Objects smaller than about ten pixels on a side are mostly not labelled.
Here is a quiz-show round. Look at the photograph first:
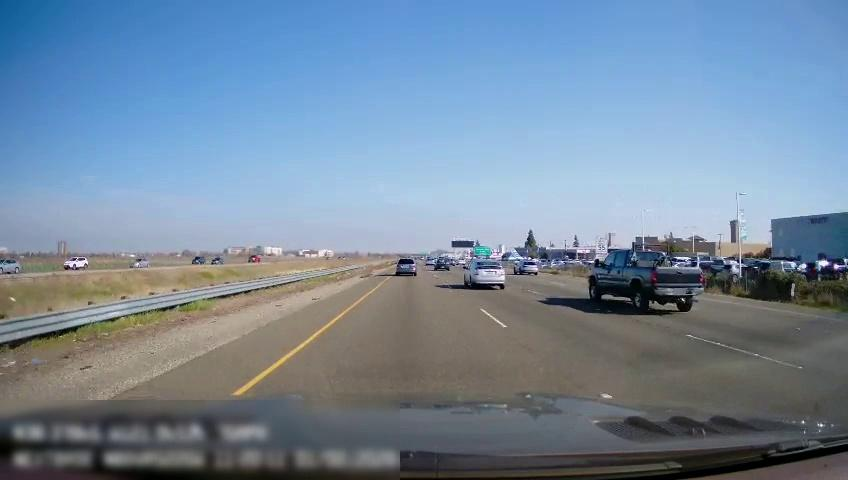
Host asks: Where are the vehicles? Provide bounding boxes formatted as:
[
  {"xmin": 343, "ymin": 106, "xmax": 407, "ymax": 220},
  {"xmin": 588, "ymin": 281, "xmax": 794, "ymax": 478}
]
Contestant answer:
[
  {"xmin": 247, "ymin": 254, "xmax": 263, "ymax": 263},
  {"xmin": 394, "ymin": 258, "xmax": 417, "ymax": 276},
  {"xmin": 455, "ymin": 257, "xmax": 466, "ymax": 266},
  {"xmin": 513, "ymin": 260, "xmax": 539, "ymax": 276},
  {"xmin": 0, "ymin": 258, "xmax": 21, "ymax": 275},
  {"xmin": 191, "ymin": 256, "xmax": 208, "ymax": 265},
  {"xmin": 424, "ymin": 257, "xmax": 436, "ymax": 267},
  {"xmin": 434, "ymin": 257, "xmax": 451, "ymax": 271},
  {"xmin": 210, "ymin": 256, "xmax": 225, "ymax": 265},
  {"xmin": 462, "ymin": 258, "xmax": 506, "ymax": 290},
  {"xmin": 587, "ymin": 239, "xmax": 705, "ymax": 314},
  {"xmin": 63, "ymin": 256, "xmax": 89, "ymax": 271},
  {"xmin": 126, "ymin": 256, "xmax": 152, "ymax": 269}
]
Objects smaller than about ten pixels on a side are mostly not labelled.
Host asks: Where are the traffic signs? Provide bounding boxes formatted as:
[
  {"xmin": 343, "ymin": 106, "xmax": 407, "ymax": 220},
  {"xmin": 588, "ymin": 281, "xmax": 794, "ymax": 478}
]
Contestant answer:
[{"xmin": 473, "ymin": 245, "xmax": 492, "ymax": 256}]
